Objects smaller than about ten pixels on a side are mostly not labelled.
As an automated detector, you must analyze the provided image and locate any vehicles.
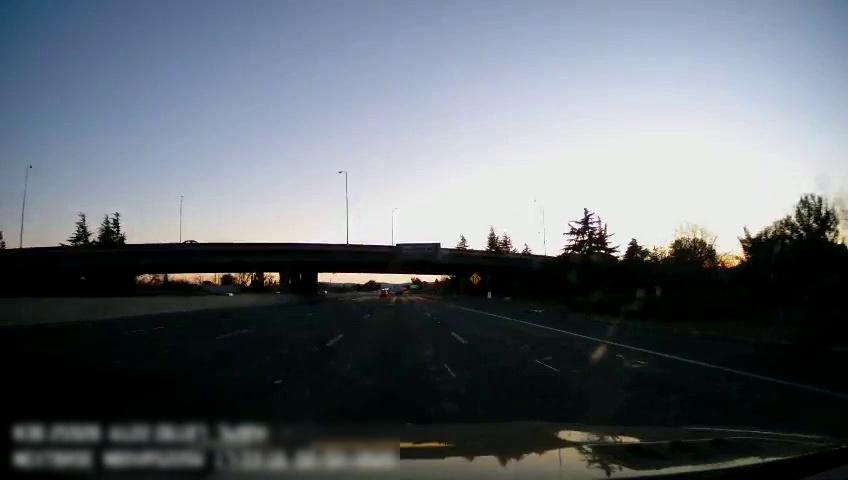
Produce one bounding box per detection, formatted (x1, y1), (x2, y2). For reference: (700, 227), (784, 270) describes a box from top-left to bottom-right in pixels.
(223, 292), (234, 297)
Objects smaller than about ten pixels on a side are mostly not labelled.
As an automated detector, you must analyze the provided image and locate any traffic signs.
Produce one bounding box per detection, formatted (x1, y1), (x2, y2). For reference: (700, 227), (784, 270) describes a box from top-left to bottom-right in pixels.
(398, 243), (440, 261)
(469, 272), (482, 285)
